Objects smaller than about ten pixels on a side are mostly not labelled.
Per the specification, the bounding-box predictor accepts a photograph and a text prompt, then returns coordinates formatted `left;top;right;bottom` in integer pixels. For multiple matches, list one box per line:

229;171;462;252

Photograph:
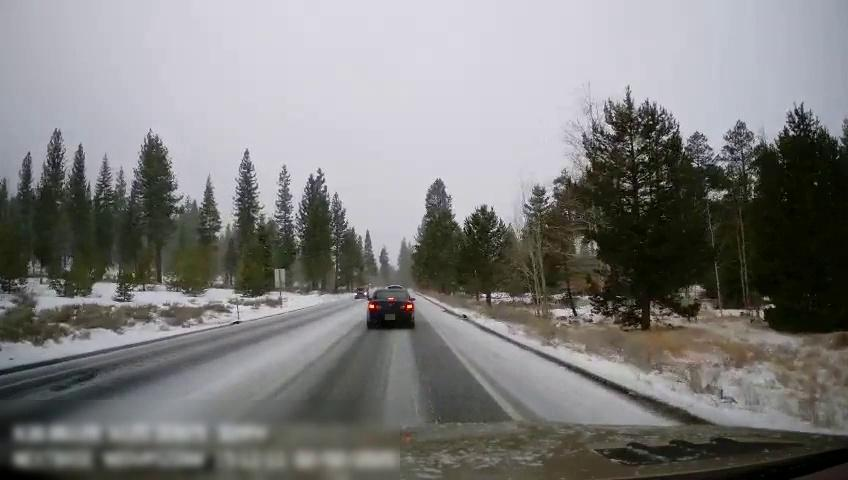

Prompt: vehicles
366;289;416;328
387;285;403;290
354;287;370;299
